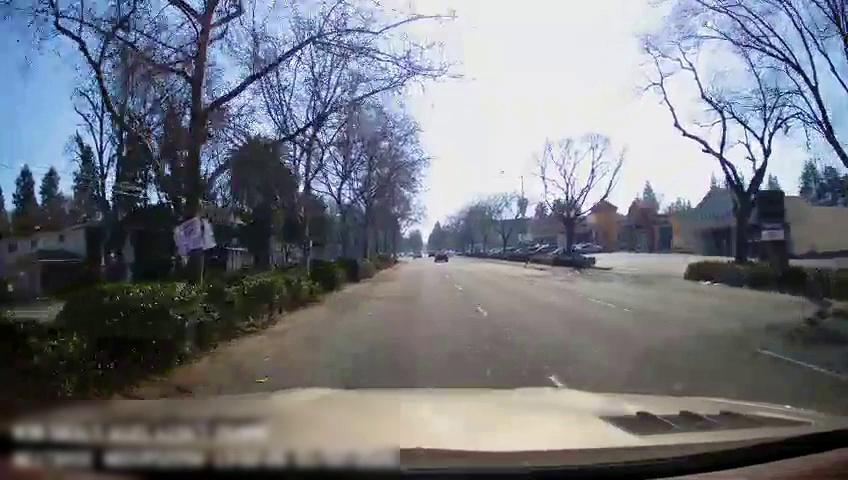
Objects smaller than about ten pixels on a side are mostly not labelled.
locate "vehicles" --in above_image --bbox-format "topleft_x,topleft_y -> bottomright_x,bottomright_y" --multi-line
547,249 -> 571,259
435,251 -> 449,262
